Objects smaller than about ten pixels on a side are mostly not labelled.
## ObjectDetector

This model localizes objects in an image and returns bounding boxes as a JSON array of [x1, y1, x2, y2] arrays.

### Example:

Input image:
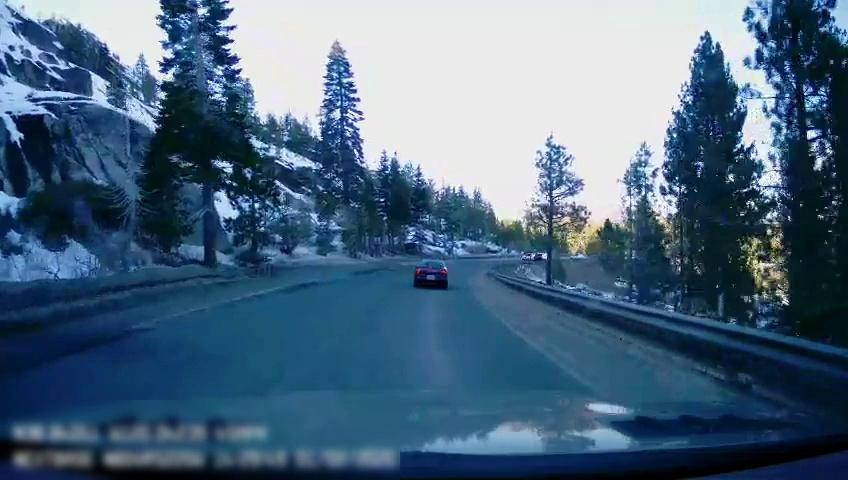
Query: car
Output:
[[413, 261, 449, 289]]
